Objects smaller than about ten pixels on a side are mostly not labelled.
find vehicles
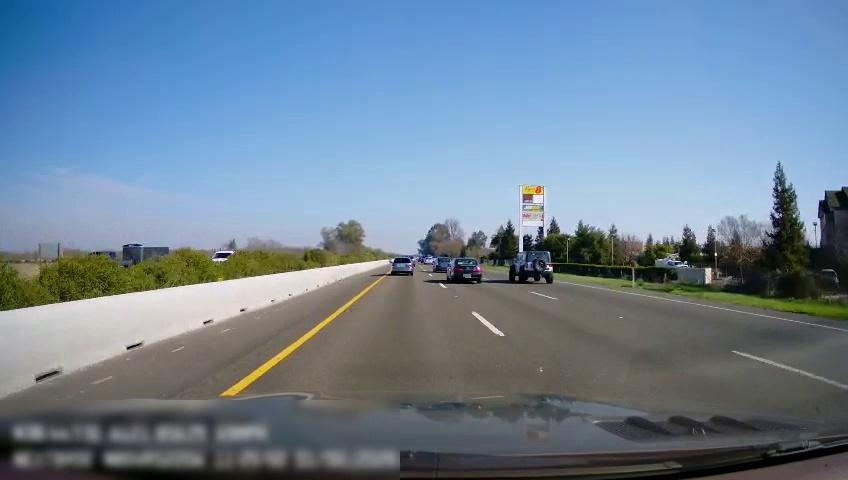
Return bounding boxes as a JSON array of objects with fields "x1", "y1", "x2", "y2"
[
  {"x1": 389, "y1": 255, "x2": 415, "y2": 275},
  {"x1": 422, "y1": 256, "x2": 433, "y2": 265},
  {"x1": 432, "y1": 258, "x2": 452, "y2": 274},
  {"x1": 86, "y1": 243, "x2": 169, "y2": 270},
  {"x1": 209, "y1": 250, "x2": 237, "y2": 264},
  {"x1": 508, "y1": 250, "x2": 554, "y2": 285},
  {"x1": 445, "y1": 258, "x2": 481, "y2": 284}
]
